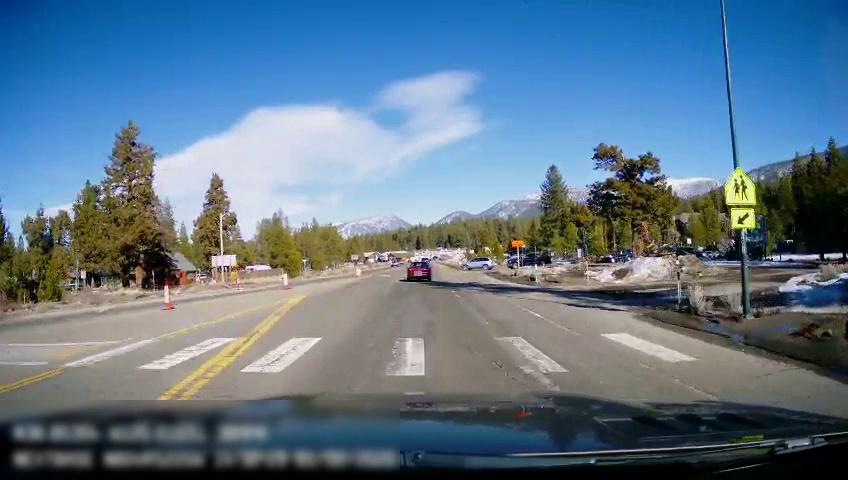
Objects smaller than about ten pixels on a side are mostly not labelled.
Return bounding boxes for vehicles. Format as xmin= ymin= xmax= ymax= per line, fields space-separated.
xmin=407 ymin=261 xmax=432 ymax=280
xmin=462 ymin=257 xmax=496 ymax=272
xmin=508 ymin=251 xmax=553 ymax=269
xmin=605 ymin=251 xmax=628 ymax=264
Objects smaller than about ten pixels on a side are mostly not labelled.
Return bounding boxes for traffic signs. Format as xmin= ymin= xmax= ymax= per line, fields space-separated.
xmin=731 ymin=208 xmax=756 ymax=229
xmin=511 ymin=240 xmax=526 ymax=248
xmin=725 ymin=167 xmax=757 ymax=206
